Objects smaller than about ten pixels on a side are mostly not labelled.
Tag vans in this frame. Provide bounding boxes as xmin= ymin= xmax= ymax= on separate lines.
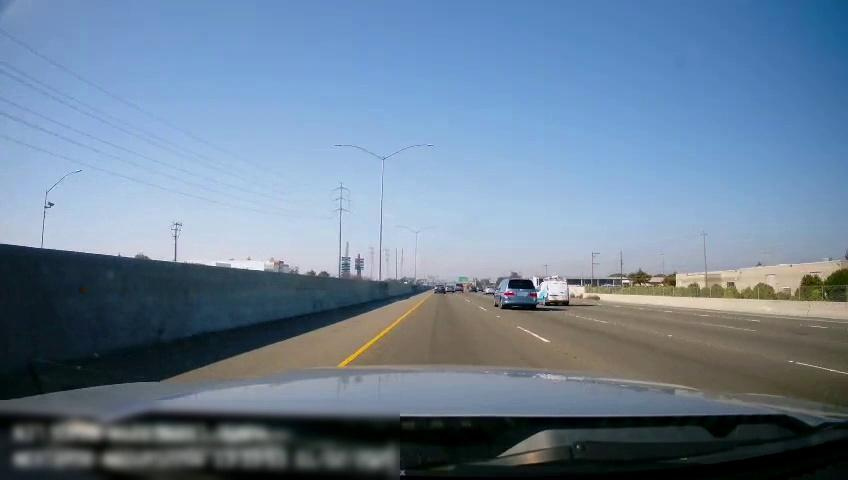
xmin=538 ymin=279 xmax=569 ymax=306
xmin=494 ymin=278 xmax=537 ymax=309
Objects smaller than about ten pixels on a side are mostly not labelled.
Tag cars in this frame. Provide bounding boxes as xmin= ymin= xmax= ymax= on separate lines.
xmin=434 ymin=284 xmax=447 ymax=294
